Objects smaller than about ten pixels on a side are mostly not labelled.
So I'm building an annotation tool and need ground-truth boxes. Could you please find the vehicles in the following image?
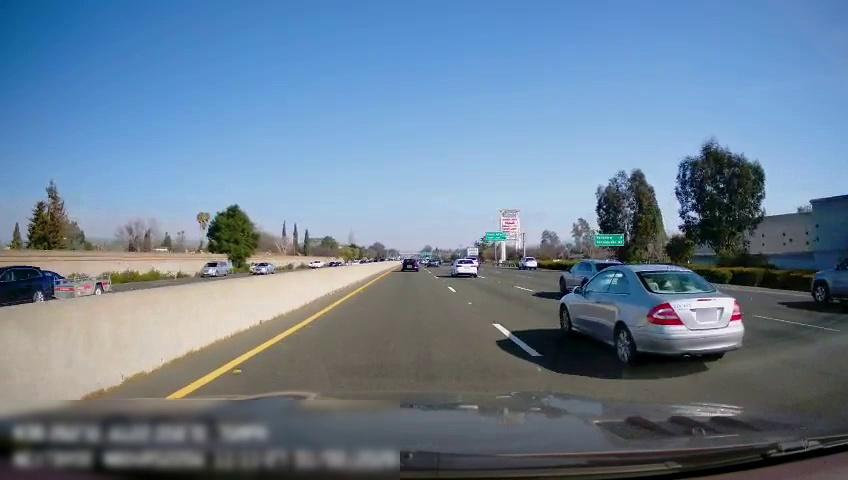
[311,259,321,270]
[426,259,438,268]
[199,260,229,279]
[459,247,479,259]
[53,278,112,298]
[466,257,479,270]
[809,259,848,310]
[248,262,258,274]
[558,264,748,367]
[41,269,67,280]
[560,260,624,294]
[519,257,538,270]
[0,264,55,303]
[252,262,275,276]
[452,259,478,278]
[401,256,419,271]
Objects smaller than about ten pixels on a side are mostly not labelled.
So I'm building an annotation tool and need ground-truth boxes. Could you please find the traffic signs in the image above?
[592,233,625,247]
[485,231,507,242]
